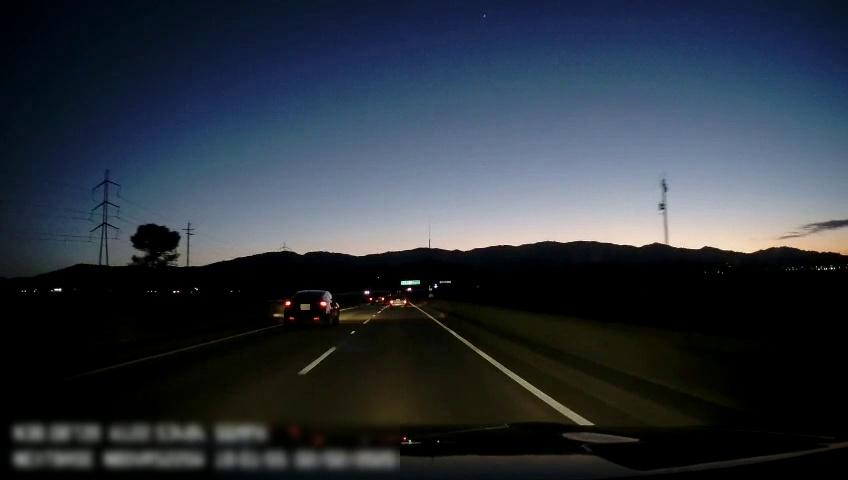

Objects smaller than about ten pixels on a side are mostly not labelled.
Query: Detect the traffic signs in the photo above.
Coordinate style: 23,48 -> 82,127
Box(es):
400,280 -> 420,286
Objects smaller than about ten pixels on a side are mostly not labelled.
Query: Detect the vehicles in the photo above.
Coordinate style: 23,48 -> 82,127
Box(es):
366,291 -> 384,306
389,294 -> 408,308
284,290 -> 340,329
